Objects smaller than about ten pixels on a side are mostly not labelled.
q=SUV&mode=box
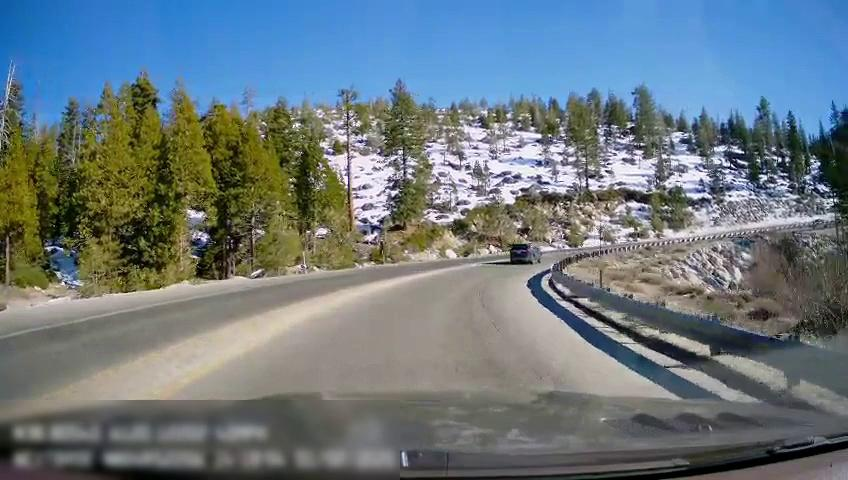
[509,241,540,264]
